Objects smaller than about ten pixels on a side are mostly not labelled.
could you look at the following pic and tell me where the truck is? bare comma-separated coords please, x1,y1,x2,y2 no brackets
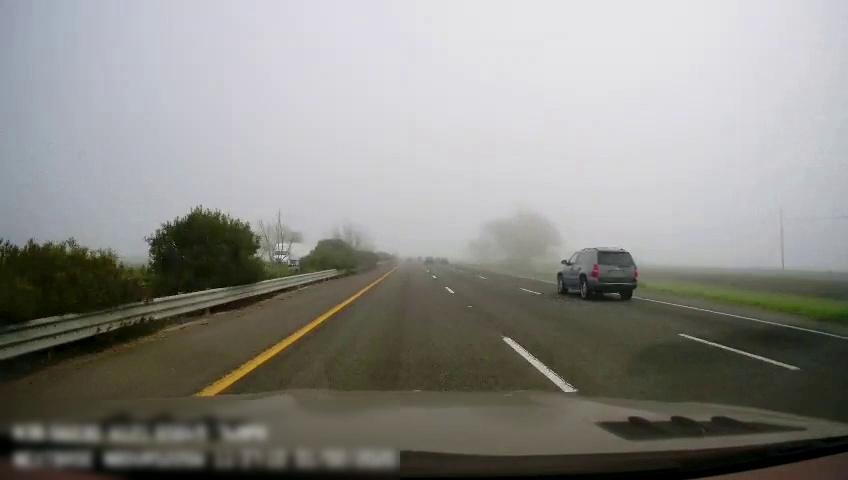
272,242,309,267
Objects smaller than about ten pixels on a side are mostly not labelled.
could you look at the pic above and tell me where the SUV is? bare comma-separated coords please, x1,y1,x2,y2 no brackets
556,248,639,300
